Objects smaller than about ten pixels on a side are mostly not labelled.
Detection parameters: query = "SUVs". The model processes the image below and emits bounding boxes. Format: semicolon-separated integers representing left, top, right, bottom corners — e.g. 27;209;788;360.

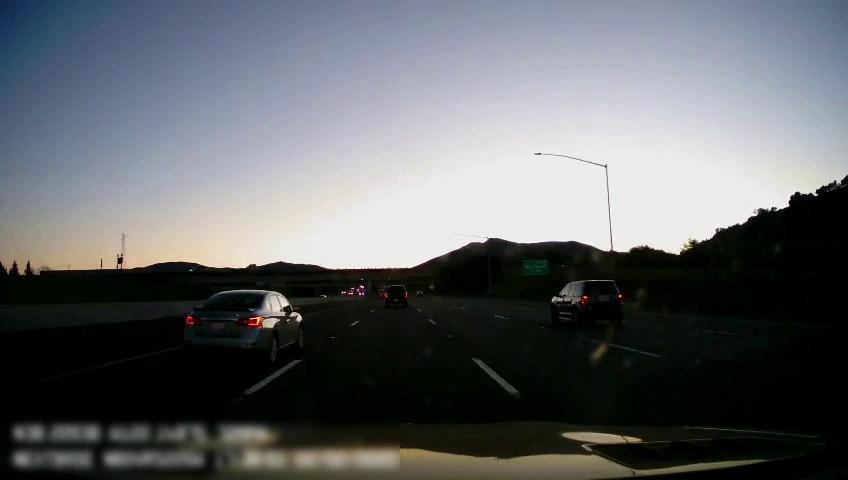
550;279;625;328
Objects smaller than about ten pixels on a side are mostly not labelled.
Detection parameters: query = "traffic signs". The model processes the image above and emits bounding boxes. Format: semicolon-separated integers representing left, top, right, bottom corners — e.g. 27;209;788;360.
522;258;549;275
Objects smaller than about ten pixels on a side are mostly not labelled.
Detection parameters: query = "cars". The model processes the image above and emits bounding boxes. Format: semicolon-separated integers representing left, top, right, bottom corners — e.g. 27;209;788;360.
185;288;305;365
384;284;408;307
